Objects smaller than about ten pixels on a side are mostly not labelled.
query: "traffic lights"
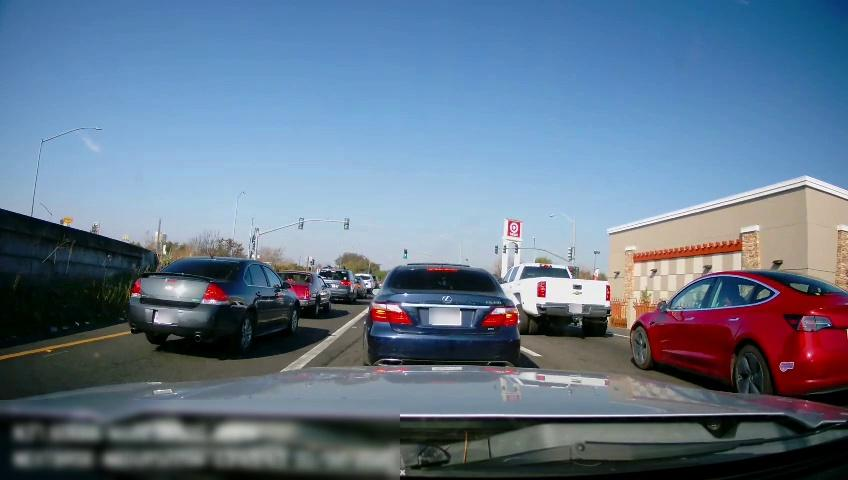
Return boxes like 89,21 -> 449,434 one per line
403,248 -> 408,259
298,217 -> 305,230
567,246 -> 574,261
502,244 -> 508,255
514,242 -> 520,254
343,217 -> 351,231
494,244 -> 499,255
573,265 -> 581,280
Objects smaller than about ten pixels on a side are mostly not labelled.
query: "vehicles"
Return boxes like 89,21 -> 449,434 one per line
274,269 -> 334,317
361,262 -> 523,369
352,275 -> 369,300
126,255 -> 301,356
317,264 -> 359,305
352,272 -> 375,295
496,262 -> 613,336
628,267 -> 848,397
369,273 -> 379,289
